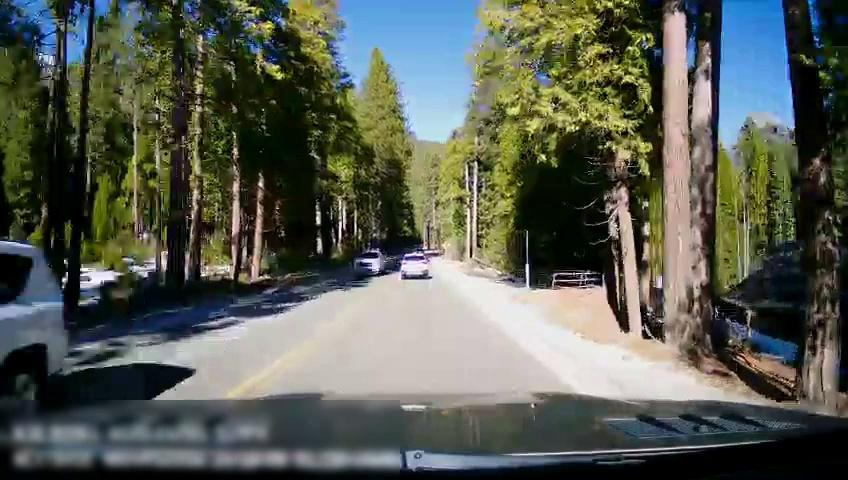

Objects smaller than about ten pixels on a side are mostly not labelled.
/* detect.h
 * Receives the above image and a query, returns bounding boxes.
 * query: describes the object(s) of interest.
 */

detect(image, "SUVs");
[0,239,71,424]
[352,248,386,277]
[400,253,431,280]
